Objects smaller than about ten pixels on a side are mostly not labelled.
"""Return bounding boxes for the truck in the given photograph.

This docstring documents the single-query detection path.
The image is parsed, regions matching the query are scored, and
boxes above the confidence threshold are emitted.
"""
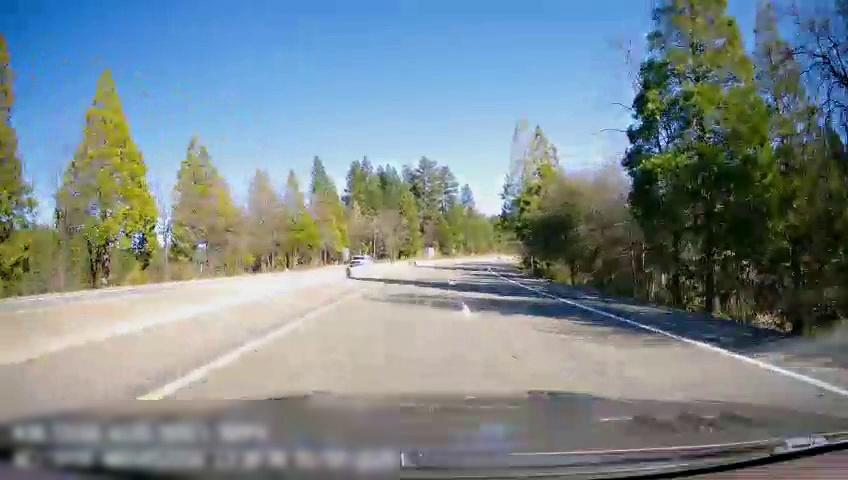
[347,255,374,270]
